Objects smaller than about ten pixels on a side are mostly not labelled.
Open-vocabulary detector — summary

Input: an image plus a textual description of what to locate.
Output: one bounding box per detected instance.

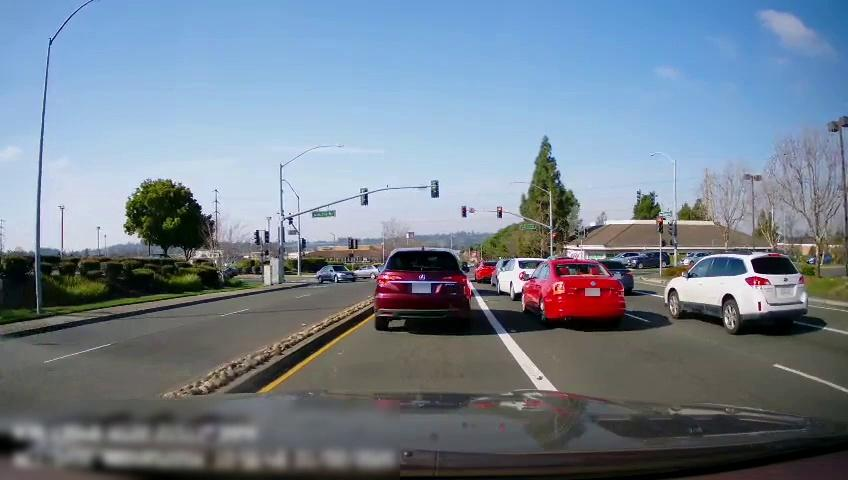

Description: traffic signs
[310,210,336,219]
[286,230,297,236]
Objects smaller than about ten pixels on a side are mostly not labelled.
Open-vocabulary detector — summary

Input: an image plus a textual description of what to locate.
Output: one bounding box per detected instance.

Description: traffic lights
[461,206,467,218]
[265,230,271,242]
[497,205,503,218]
[655,218,663,233]
[253,229,259,243]
[648,191,656,207]
[348,238,354,249]
[637,190,643,203]
[353,238,359,249]
[359,187,368,206]
[301,237,308,248]
[430,180,439,199]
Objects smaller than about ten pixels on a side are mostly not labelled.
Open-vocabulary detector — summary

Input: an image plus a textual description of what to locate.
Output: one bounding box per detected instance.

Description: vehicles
[496,257,547,302]
[611,250,642,265]
[316,263,357,285]
[664,250,809,336]
[680,249,713,266]
[353,262,384,279]
[374,247,472,333]
[807,253,832,266]
[474,261,497,283]
[490,258,510,287]
[597,256,634,294]
[520,259,626,327]
[629,248,671,270]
